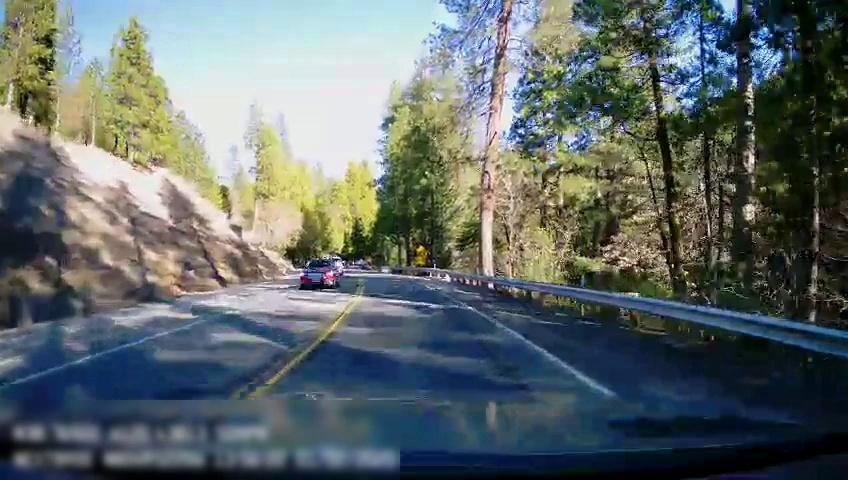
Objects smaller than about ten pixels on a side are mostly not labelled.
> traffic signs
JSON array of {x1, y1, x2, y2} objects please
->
[
  {"x1": 416, "y1": 256, "x2": 427, "y2": 266},
  {"x1": 415, "y1": 244, "x2": 428, "y2": 255}
]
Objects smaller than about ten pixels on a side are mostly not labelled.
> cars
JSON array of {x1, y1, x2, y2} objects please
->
[{"x1": 299, "y1": 261, "x2": 339, "y2": 290}]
